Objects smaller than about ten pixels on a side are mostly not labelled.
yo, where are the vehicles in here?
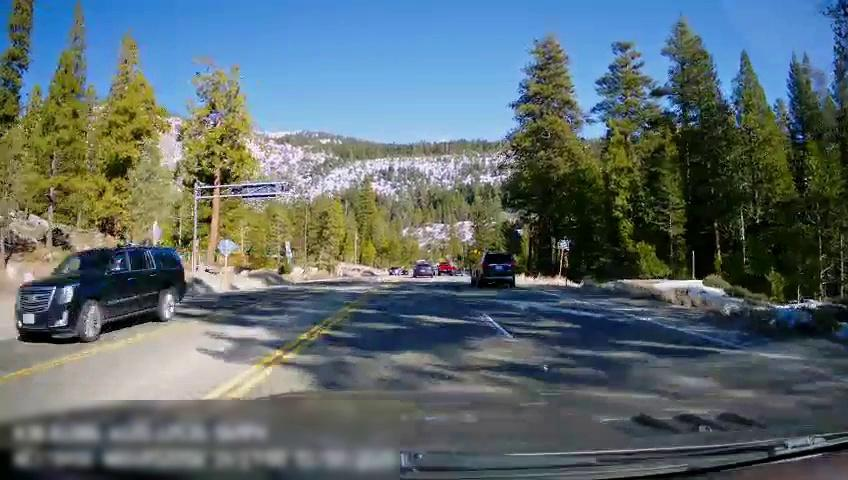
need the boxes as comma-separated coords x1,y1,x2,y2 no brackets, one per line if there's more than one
388,266,400,276
470,251,517,287
437,261,453,277
413,262,436,278
14,242,188,344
